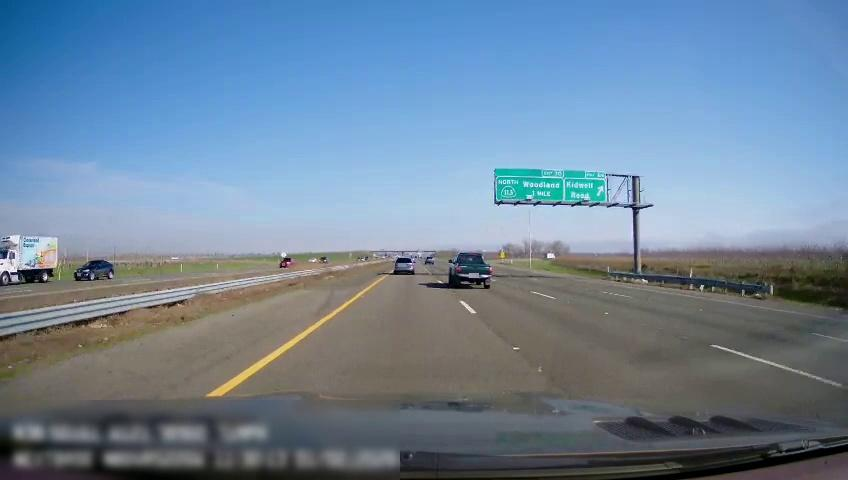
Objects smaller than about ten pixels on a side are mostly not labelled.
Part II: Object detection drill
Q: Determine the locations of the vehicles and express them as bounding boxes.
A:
[447,252,493,289]
[74,260,115,281]
[0,235,58,287]
[393,257,415,276]
[280,258,296,269]
[318,256,329,265]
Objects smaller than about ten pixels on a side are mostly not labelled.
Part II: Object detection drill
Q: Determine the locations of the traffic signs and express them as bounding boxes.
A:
[494,168,607,202]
